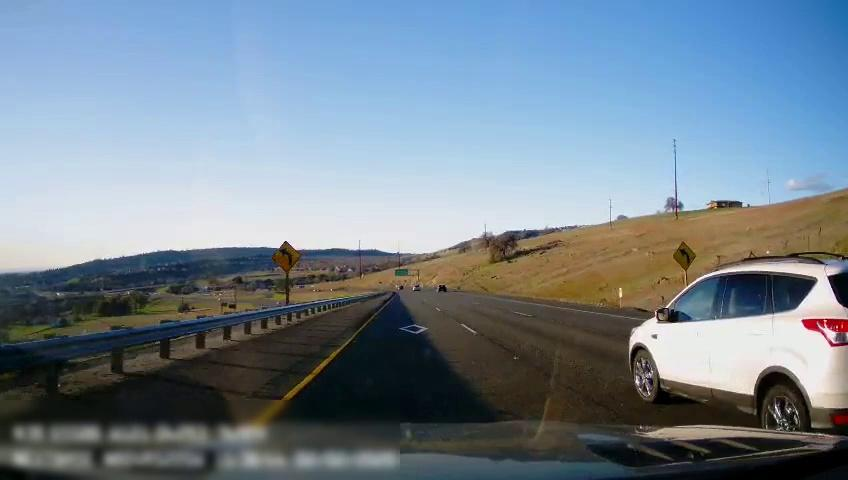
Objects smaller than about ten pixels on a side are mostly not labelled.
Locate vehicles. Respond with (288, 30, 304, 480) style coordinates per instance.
(437, 283, 448, 292)
(627, 260, 848, 431)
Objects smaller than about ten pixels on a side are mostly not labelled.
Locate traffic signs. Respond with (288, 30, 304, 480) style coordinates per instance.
(271, 240, 301, 273)
(394, 268, 409, 277)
